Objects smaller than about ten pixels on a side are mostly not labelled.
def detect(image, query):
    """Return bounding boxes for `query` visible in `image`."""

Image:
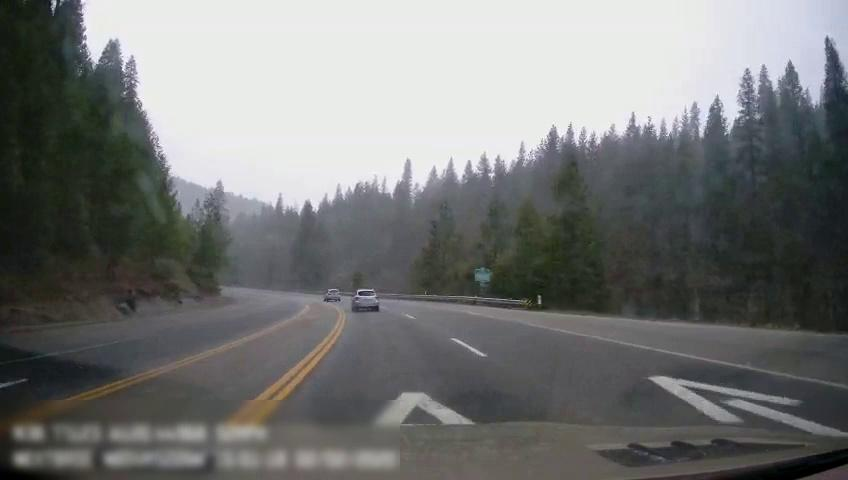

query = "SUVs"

[351,289,379,312]
[323,289,340,301]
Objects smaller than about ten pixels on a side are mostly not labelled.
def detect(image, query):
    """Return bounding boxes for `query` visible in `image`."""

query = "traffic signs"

[475,269,491,282]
